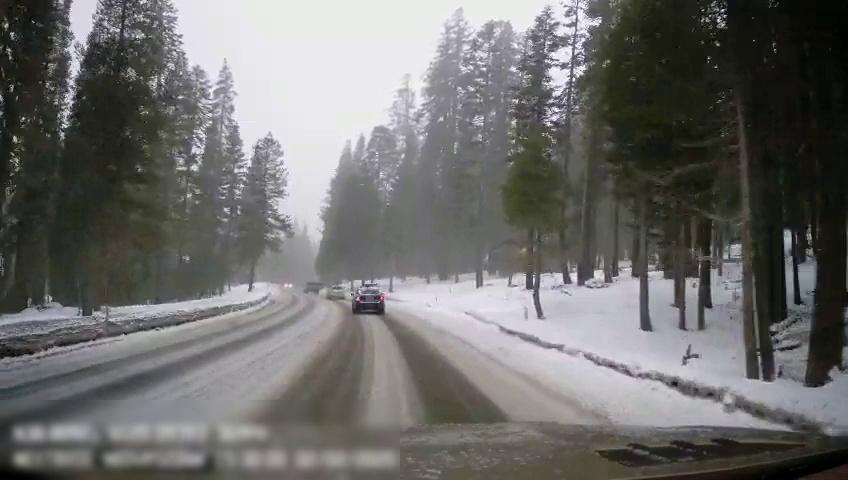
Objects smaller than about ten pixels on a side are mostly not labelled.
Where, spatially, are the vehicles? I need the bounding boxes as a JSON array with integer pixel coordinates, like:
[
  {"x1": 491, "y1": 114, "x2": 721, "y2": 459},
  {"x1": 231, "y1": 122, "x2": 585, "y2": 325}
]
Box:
[
  {"x1": 326, "y1": 286, "x2": 345, "y2": 300},
  {"x1": 350, "y1": 282, "x2": 385, "y2": 315},
  {"x1": 303, "y1": 283, "x2": 319, "y2": 294}
]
